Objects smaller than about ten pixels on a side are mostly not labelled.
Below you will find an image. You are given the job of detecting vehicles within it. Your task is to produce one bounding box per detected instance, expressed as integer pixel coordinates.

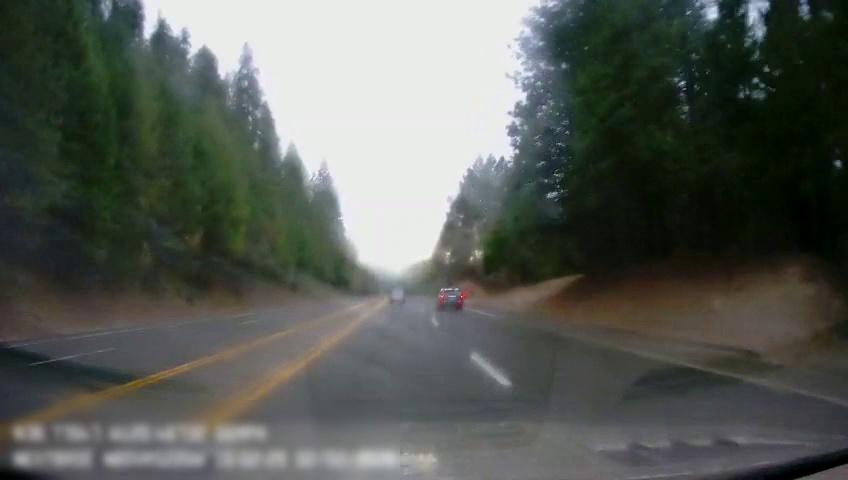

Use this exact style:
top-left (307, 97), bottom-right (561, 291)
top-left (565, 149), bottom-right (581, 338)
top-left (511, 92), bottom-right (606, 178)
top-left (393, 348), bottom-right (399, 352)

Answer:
top-left (436, 287), bottom-right (466, 314)
top-left (389, 288), bottom-right (407, 303)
